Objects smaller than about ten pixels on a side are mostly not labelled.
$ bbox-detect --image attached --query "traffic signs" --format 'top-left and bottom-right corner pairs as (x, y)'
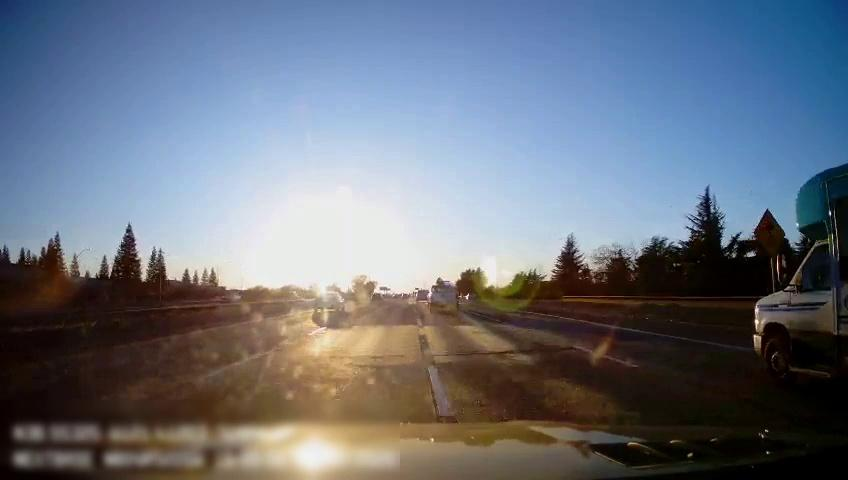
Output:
(754, 208), (786, 258)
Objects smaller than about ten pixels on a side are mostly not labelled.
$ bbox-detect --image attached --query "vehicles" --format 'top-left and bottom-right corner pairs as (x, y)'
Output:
(464, 292), (479, 303)
(426, 284), (458, 314)
(753, 161), (848, 393)
(370, 292), (385, 303)
(313, 290), (346, 314)
(415, 289), (429, 301)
